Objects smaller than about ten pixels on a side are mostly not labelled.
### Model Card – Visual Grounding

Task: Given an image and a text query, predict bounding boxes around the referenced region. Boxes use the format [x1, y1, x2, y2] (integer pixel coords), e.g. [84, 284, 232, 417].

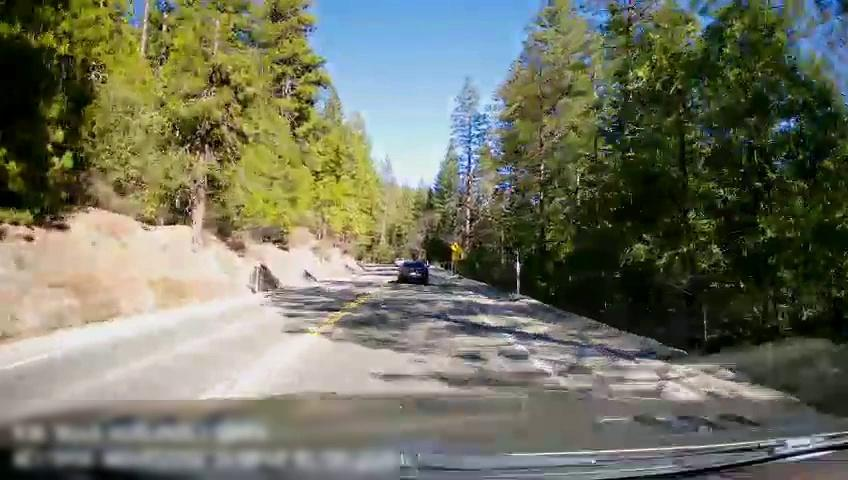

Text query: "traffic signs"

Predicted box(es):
[450, 242, 463, 253]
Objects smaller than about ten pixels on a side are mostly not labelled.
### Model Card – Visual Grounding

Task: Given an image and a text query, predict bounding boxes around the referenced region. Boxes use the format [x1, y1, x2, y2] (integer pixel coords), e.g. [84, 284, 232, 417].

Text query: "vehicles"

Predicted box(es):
[392, 258, 406, 268]
[397, 260, 428, 282]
